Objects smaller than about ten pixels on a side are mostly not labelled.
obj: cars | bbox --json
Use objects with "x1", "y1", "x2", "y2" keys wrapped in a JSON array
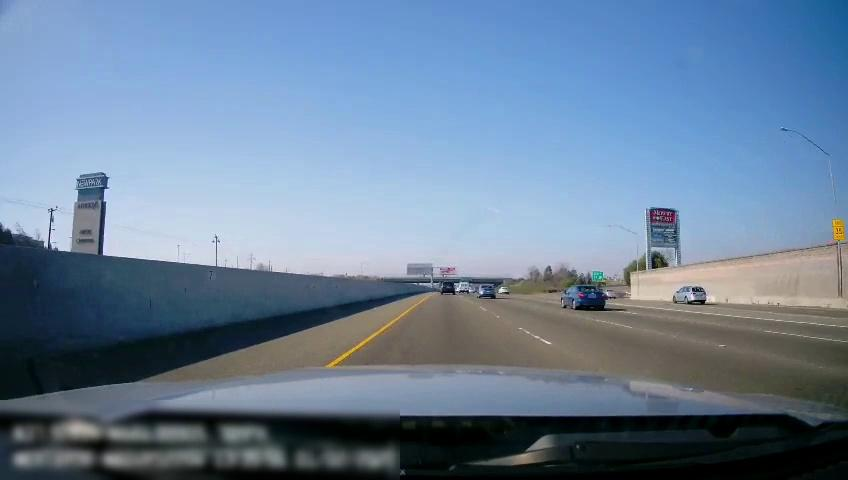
[
  {"x1": 560, "y1": 284, "x2": 606, "y2": 311},
  {"x1": 672, "y1": 285, "x2": 707, "y2": 305},
  {"x1": 498, "y1": 286, "x2": 510, "y2": 295},
  {"x1": 476, "y1": 283, "x2": 497, "y2": 299},
  {"x1": 605, "y1": 288, "x2": 617, "y2": 299}
]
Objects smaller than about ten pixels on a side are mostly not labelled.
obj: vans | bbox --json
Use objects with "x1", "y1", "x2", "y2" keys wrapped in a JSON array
[{"x1": 458, "y1": 282, "x2": 469, "y2": 294}]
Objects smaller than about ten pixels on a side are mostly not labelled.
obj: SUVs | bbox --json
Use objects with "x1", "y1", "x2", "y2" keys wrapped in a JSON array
[{"x1": 440, "y1": 280, "x2": 456, "y2": 295}]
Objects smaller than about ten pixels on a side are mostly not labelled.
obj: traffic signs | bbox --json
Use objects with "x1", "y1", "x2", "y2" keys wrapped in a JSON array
[
  {"x1": 591, "y1": 271, "x2": 605, "y2": 282},
  {"x1": 832, "y1": 217, "x2": 846, "y2": 241}
]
